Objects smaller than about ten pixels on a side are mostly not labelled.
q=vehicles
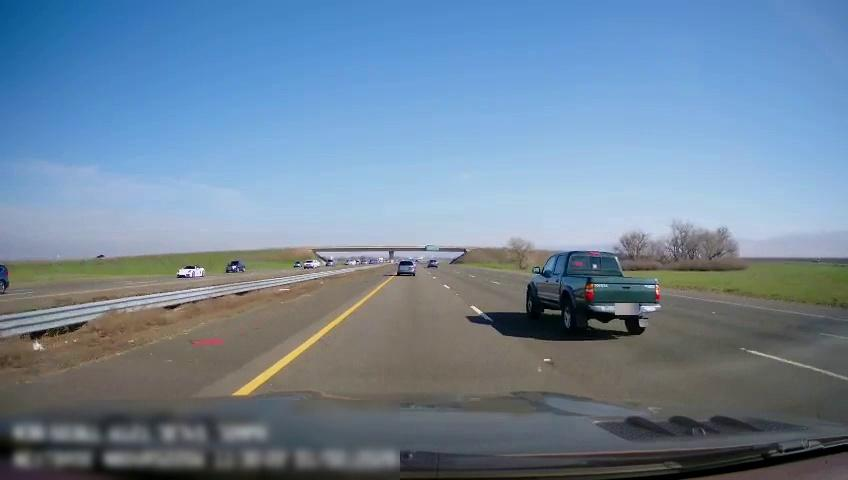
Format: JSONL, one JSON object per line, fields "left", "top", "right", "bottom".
{"left": 177, "top": 265, "right": 205, "bottom": 278}
{"left": 0, "top": 264, "right": 11, "bottom": 296}
{"left": 428, "top": 260, "right": 438, "bottom": 269}
{"left": 396, "top": 259, "right": 416, "bottom": 277}
{"left": 226, "top": 261, "right": 247, "bottom": 273}
{"left": 526, "top": 251, "right": 661, "bottom": 336}
{"left": 325, "top": 259, "right": 336, "bottom": 267}
{"left": 303, "top": 259, "right": 319, "bottom": 269}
